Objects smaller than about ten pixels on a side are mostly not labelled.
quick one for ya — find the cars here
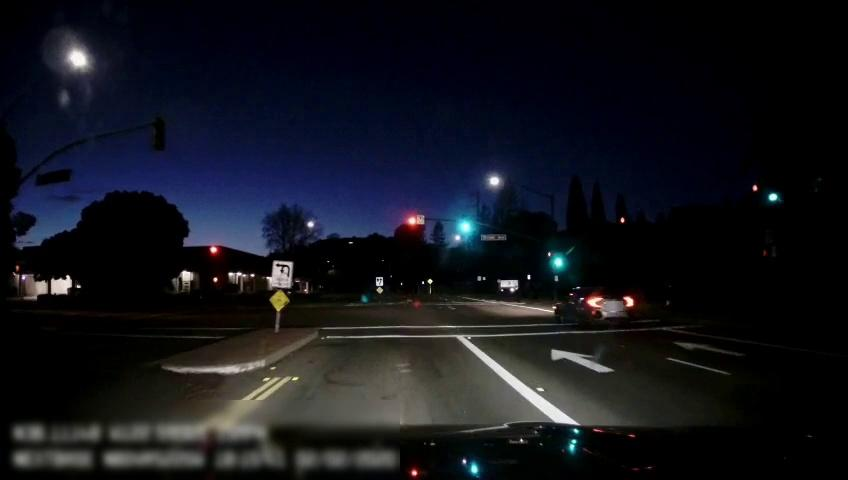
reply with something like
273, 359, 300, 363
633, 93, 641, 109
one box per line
554, 285, 636, 330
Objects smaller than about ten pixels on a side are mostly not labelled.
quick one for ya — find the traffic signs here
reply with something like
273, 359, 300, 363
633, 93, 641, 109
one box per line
375, 276, 384, 287
269, 289, 291, 312
271, 260, 293, 288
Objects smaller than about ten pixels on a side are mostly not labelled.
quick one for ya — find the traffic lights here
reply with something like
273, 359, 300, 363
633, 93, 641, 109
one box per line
152, 117, 166, 151
463, 219, 469, 231
213, 248, 218, 260
555, 252, 561, 266
410, 218, 416, 231
769, 182, 779, 201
